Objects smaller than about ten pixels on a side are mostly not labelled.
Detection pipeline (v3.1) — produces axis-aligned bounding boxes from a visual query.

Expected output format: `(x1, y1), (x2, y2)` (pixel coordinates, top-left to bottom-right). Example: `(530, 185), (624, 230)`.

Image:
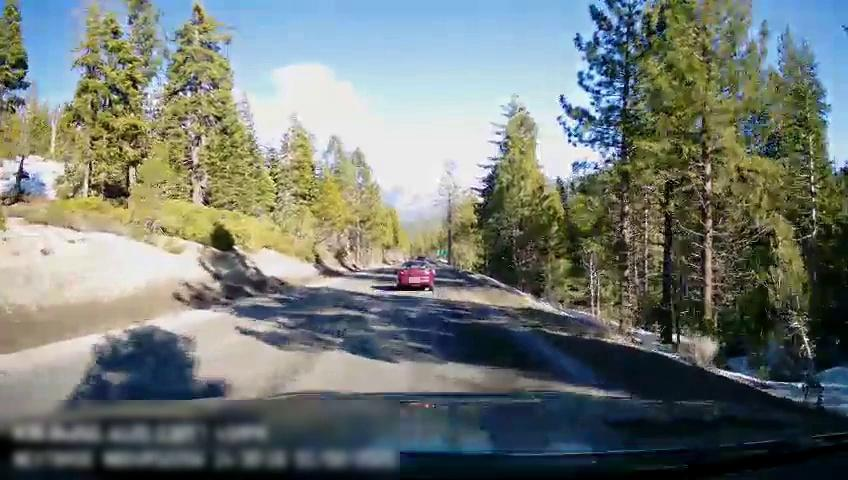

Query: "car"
(393, 260), (436, 292)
